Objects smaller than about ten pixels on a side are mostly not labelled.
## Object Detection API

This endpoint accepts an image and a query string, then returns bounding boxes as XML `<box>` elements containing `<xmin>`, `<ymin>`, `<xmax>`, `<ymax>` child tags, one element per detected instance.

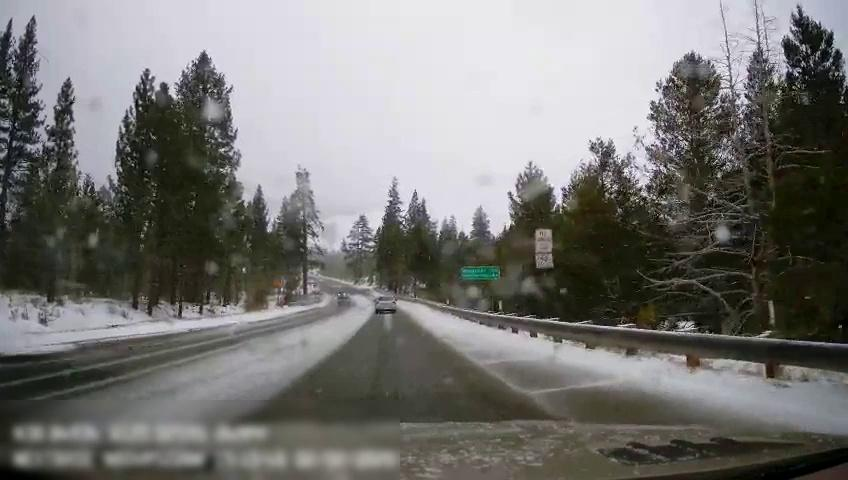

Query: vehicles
<box><xmin>374</xmin><ymin>293</ymin><xmax>396</xmax><ymax>314</ymax></box>
<box><xmin>336</xmin><ymin>295</ymin><xmax>350</xmax><ymax>306</ymax></box>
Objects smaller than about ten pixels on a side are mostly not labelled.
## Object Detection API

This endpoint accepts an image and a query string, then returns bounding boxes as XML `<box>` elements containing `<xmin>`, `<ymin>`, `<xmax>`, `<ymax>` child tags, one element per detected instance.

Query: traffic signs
<box><xmin>535</xmin><ymin>228</ymin><xmax>554</xmax><ymax>254</ymax></box>
<box><xmin>460</xmin><ymin>266</ymin><xmax>501</xmax><ymax>282</ymax></box>
<box><xmin>535</xmin><ymin>253</ymin><xmax>553</xmax><ymax>269</ymax></box>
